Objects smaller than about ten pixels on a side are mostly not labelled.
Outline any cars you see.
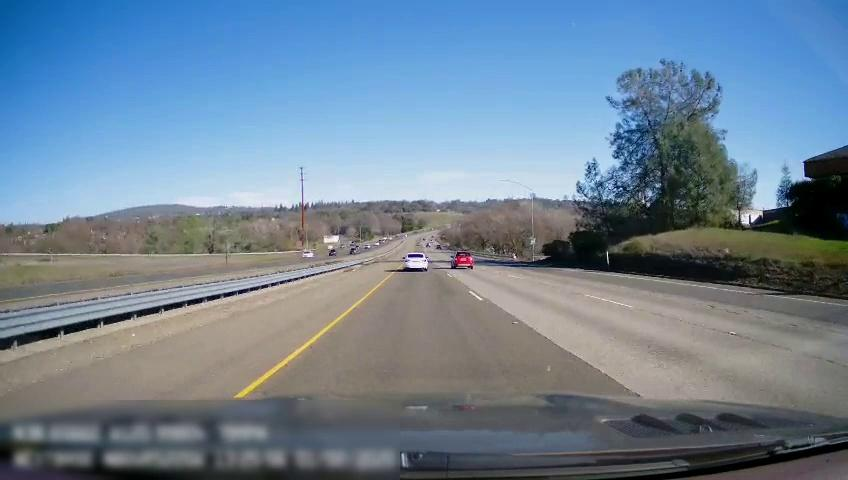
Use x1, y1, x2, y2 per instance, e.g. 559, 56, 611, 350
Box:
403, 253, 429, 272
450, 252, 475, 270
